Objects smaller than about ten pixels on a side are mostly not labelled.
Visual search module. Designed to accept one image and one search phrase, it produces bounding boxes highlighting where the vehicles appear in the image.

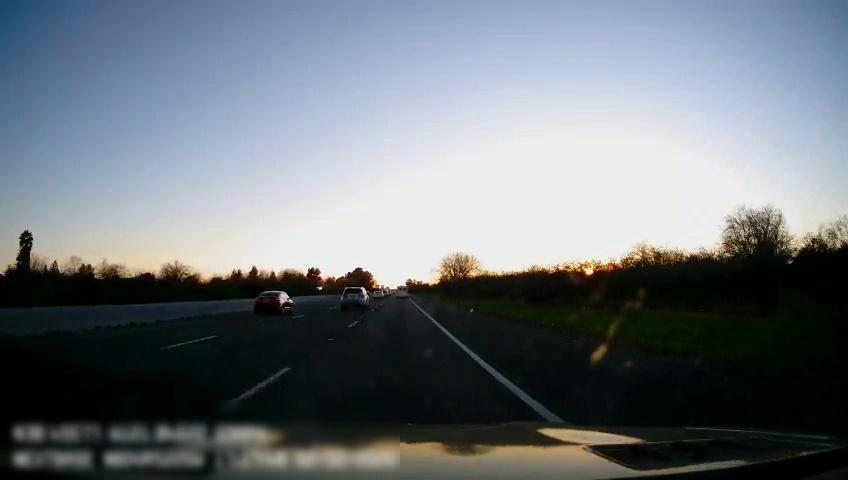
[254,290,296,315]
[372,290,385,300]
[339,286,371,312]
[396,285,409,300]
